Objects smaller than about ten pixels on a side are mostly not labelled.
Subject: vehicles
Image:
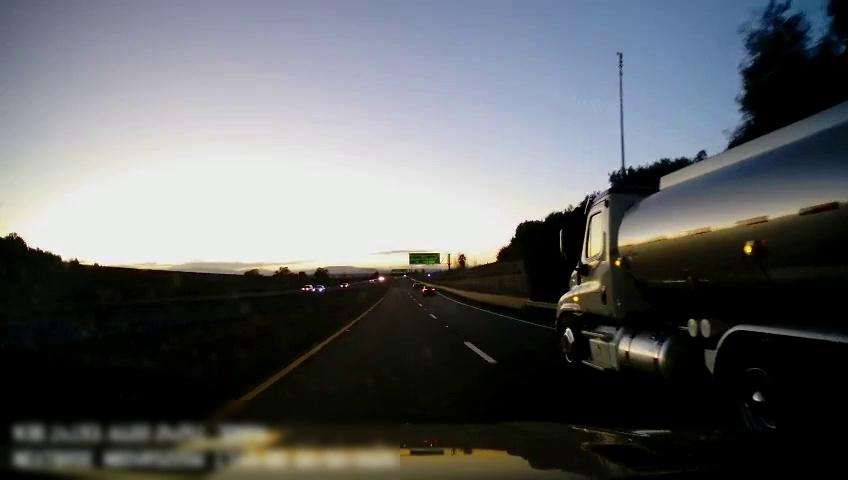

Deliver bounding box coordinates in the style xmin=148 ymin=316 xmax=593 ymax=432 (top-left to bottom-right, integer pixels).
xmin=420 ymin=285 xmax=436 ymax=298
xmin=301 ymin=285 xmax=313 ymax=293
xmin=340 ymin=283 xmax=350 ymax=288
xmin=553 ymin=98 xmax=848 ymax=440
xmin=311 ymin=284 xmax=326 ymax=293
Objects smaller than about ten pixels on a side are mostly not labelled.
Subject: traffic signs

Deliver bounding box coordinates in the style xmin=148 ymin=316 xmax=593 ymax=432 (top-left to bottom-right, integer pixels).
xmin=407 ymin=252 xmax=442 ymax=265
